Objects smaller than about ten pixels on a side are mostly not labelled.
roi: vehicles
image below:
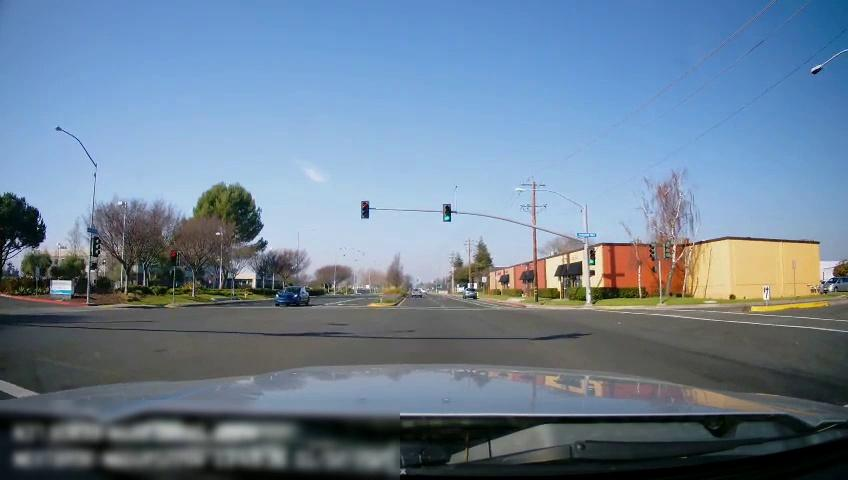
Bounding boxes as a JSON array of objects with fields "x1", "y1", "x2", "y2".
[
  {"x1": 462, "y1": 287, "x2": 477, "y2": 299},
  {"x1": 274, "y1": 286, "x2": 310, "y2": 307},
  {"x1": 410, "y1": 287, "x2": 423, "y2": 298}
]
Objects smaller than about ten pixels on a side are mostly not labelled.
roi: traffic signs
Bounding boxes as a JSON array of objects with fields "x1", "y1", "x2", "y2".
[
  {"x1": 762, "y1": 284, "x2": 771, "y2": 301},
  {"x1": 86, "y1": 226, "x2": 99, "y2": 234},
  {"x1": 576, "y1": 231, "x2": 598, "y2": 239}
]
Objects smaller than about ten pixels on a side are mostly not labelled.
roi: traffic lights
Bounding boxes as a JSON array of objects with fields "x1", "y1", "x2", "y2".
[
  {"x1": 441, "y1": 202, "x2": 452, "y2": 223},
  {"x1": 648, "y1": 241, "x2": 658, "y2": 262},
  {"x1": 587, "y1": 247, "x2": 596, "y2": 266},
  {"x1": 359, "y1": 199, "x2": 371, "y2": 220},
  {"x1": 168, "y1": 249, "x2": 178, "y2": 267},
  {"x1": 664, "y1": 239, "x2": 673, "y2": 259},
  {"x1": 174, "y1": 251, "x2": 181, "y2": 267},
  {"x1": 91, "y1": 236, "x2": 102, "y2": 258}
]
